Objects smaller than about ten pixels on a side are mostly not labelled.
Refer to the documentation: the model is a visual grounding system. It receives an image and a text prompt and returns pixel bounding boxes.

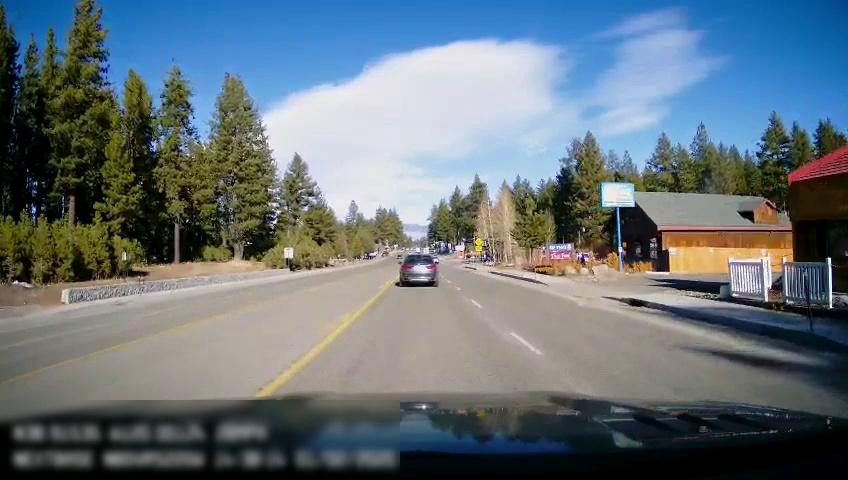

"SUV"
[399,254,438,288]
